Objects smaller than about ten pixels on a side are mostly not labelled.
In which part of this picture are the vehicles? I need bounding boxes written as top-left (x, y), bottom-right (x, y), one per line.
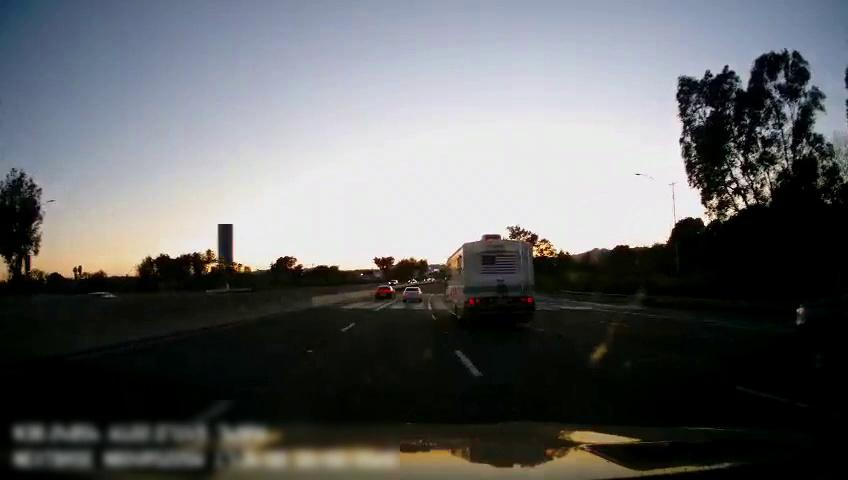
top-left (403, 286), bottom-right (423, 303)
top-left (83, 292), bottom-right (118, 299)
top-left (375, 285), bottom-right (396, 299)
top-left (388, 280), bottom-right (399, 286)
top-left (446, 239), bottom-right (536, 327)
top-left (795, 294), bottom-right (848, 380)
